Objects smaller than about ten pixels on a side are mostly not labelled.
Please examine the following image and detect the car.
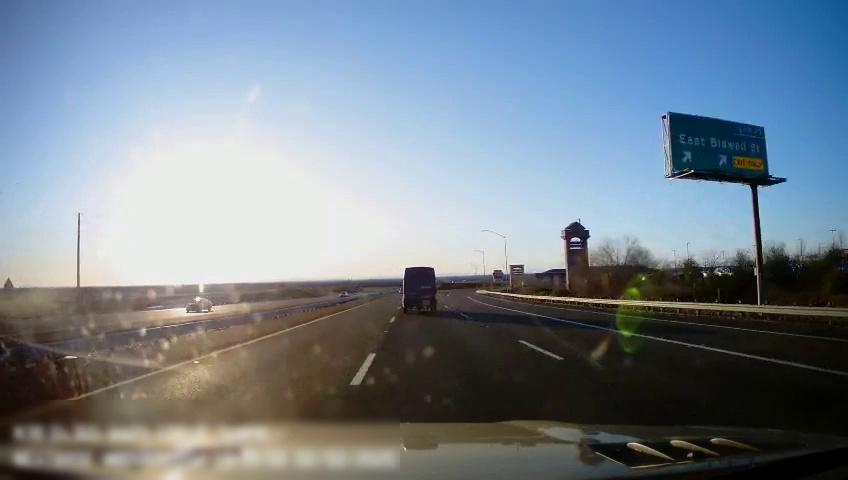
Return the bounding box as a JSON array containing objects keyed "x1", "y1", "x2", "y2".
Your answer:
[{"x1": 186, "y1": 297, "x2": 212, "y2": 313}]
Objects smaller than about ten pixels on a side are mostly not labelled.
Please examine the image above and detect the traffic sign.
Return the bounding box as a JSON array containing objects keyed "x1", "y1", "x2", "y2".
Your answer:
[{"x1": 668, "y1": 112, "x2": 770, "y2": 176}]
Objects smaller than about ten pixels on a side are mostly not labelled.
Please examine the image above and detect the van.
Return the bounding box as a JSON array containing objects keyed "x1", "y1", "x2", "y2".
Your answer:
[{"x1": 403, "y1": 266, "x2": 437, "y2": 314}]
